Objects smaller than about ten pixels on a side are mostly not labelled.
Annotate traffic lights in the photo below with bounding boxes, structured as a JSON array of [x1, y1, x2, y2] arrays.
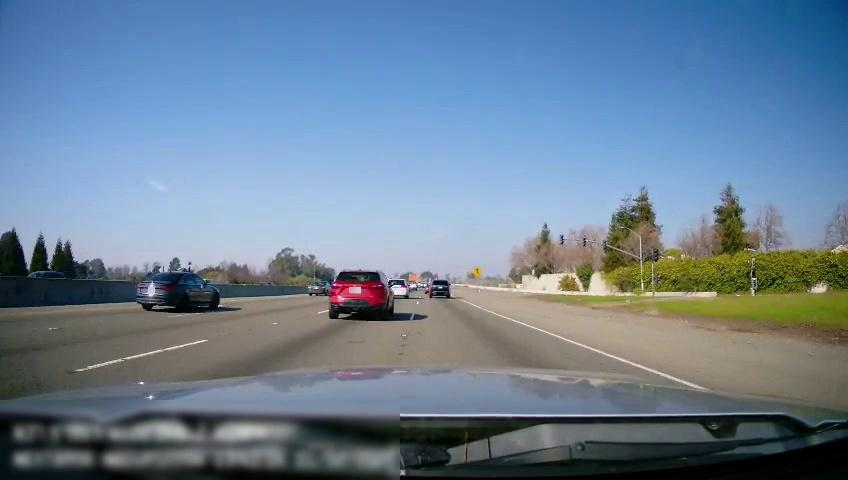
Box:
[[559, 235, 566, 247], [653, 250, 659, 262]]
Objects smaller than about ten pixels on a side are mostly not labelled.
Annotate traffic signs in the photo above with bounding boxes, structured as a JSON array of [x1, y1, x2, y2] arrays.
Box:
[[188, 260, 193, 274], [471, 266, 481, 279]]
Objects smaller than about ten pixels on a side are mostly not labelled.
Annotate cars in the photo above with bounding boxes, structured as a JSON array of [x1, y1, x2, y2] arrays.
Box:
[[307, 280, 330, 296], [135, 271, 220, 313]]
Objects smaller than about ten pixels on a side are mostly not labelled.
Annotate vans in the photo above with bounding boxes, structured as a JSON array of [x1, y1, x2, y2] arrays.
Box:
[[25, 272, 64, 279]]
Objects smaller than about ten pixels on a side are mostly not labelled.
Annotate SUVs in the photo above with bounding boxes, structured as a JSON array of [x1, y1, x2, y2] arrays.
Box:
[[329, 270, 394, 322], [387, 278, 409, 299], [427, 279, 452, 300]]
